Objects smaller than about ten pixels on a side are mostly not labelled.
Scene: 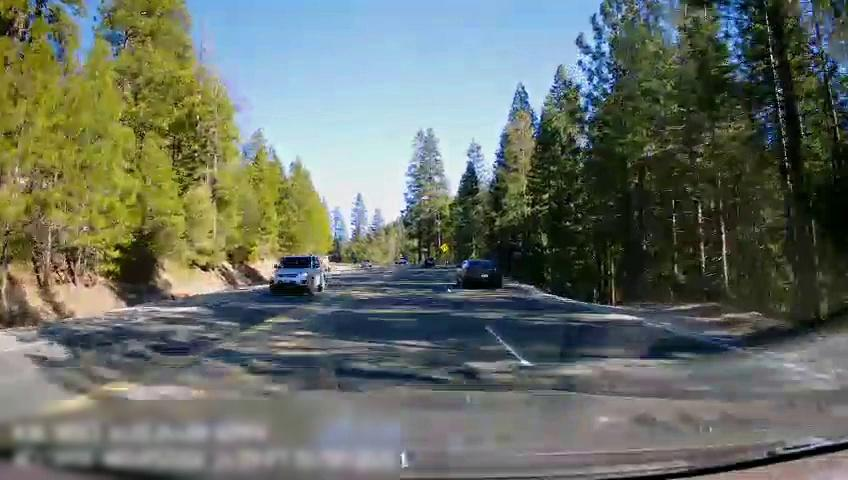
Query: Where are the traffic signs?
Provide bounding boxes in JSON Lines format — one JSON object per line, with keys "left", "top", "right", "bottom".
{"left": 440, "top": 243, "right": 449, "bottom": 255}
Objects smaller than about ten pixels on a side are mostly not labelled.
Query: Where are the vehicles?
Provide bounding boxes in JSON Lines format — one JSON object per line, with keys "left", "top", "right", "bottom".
{"left": 270, "top": 255, "right": 326, "bottom": 295}
{"left": 422, "top": 256, "right": 437, "bottom": 267}
{"left": 456, "top": 259, "right": 497, "bottom": 288}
